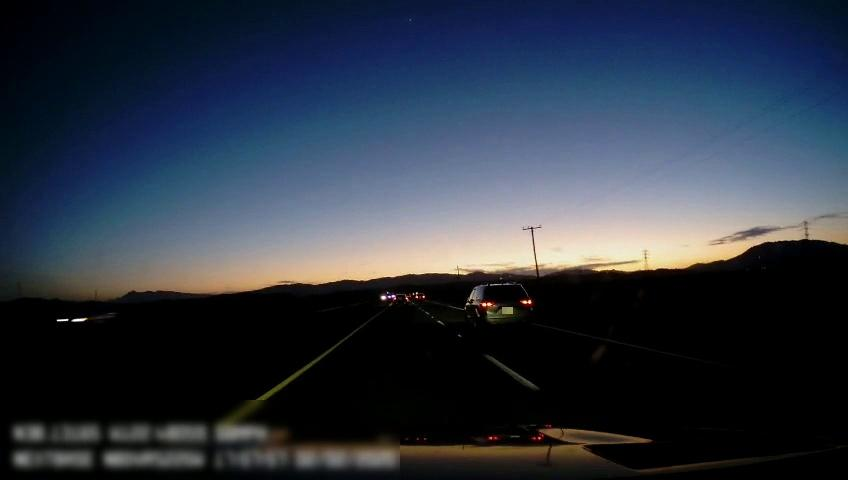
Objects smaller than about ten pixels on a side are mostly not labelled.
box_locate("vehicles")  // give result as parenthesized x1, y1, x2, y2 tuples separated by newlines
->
(56, 306, 117, 326)
(414, 292, 426, 302)
(393, 293, 409, 306)
(463, 283, 533, 329)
